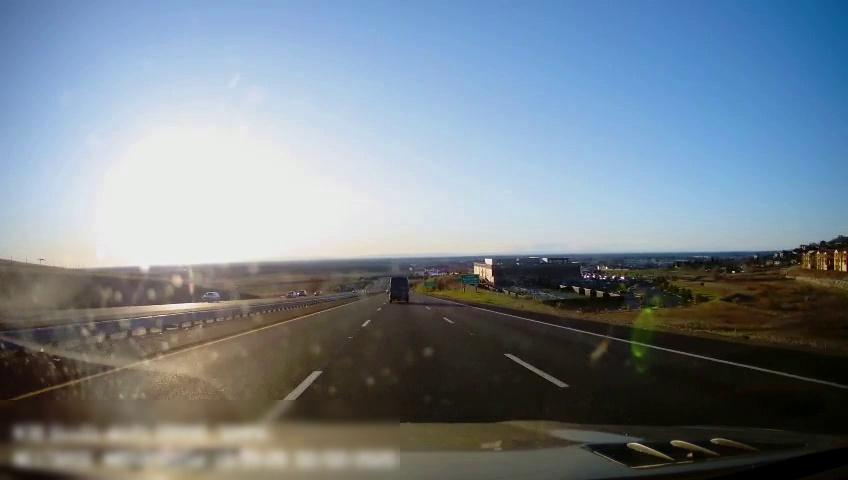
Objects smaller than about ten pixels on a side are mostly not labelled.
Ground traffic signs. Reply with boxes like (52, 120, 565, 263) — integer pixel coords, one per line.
(461, 274, 480, 284)
(425, 281, 437, 287)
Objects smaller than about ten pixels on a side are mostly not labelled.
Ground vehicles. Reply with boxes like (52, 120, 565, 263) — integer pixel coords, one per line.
(297, 290, 307, 297)
(285, 291, 297, 299)
(389, 277, 409, 303)
(201, 291, 220, 304)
